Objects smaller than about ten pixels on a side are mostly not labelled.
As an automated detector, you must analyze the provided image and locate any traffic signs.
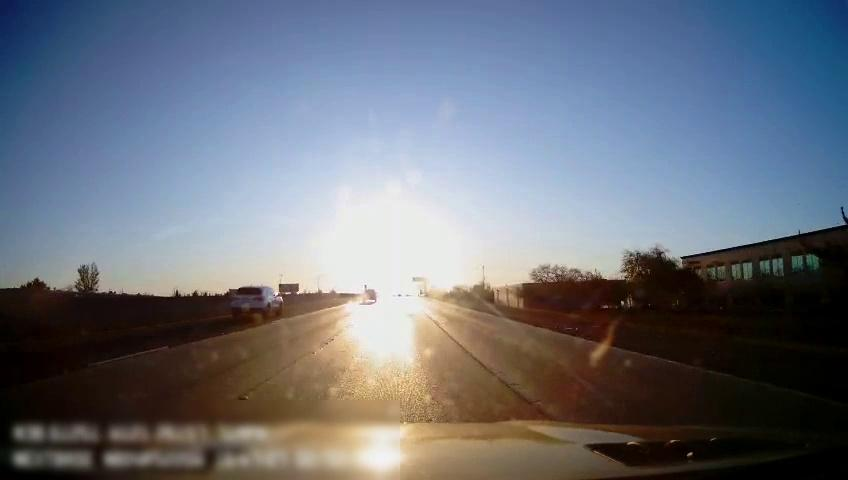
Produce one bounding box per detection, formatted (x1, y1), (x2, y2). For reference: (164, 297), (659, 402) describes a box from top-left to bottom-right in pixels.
(412, 277), (424, 282)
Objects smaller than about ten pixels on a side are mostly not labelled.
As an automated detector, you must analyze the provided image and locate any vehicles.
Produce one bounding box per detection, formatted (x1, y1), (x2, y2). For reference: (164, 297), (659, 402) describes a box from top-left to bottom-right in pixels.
(230, 285), (285, 320)
(363, 289), (377, 303)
